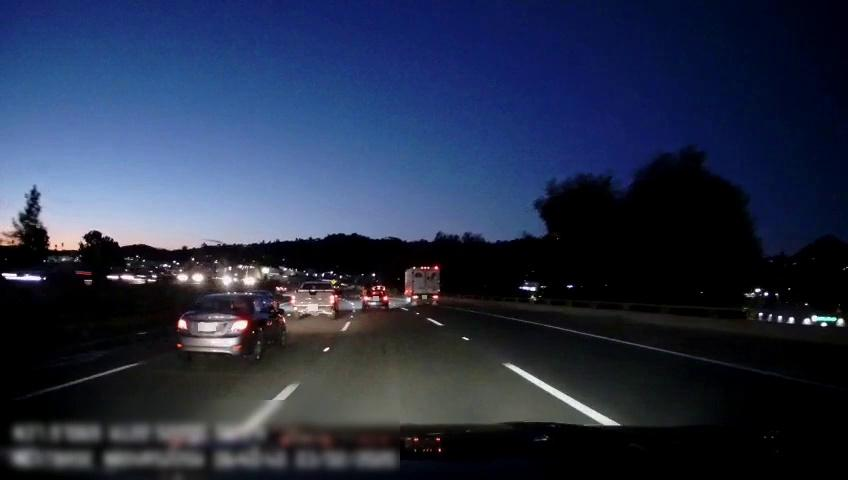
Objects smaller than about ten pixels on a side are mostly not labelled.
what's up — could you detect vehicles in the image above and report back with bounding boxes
[405,265,441,306]
[362,289,389,312]
[177,292,288,362]
[362,281,385,298]
[244,290,280,309]
[2,262,94,287]
[291,280,339,319]
[106,266,157,285]
[177,270,204,284]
